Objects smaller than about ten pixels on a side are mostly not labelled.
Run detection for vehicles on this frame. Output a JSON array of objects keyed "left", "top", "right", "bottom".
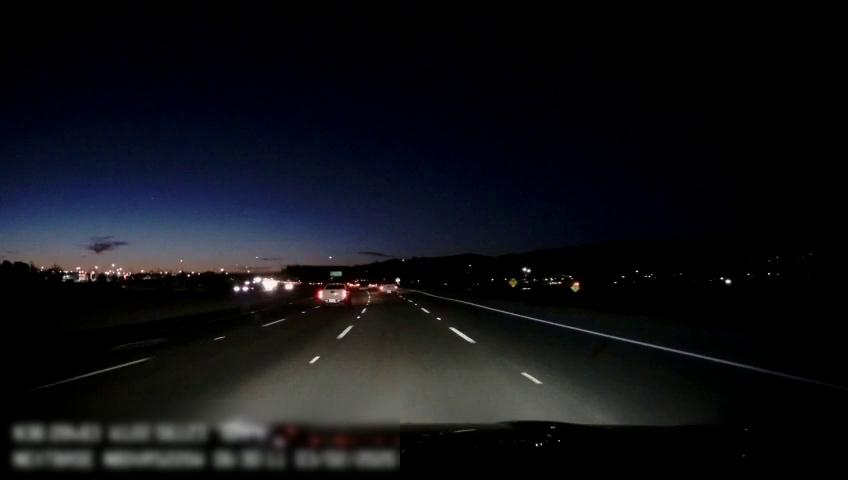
[
  {"left": 315, "top": 280, "right": 354, "bottom": 311},
  {"left": 378, "top": 282, "right": 397, "bottom": 296},
  {"left": 233, "top": 283, "right": 256, "bottom": 294}
]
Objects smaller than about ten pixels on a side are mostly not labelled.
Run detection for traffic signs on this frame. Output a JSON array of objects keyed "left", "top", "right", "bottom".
[
  {"left": 570, "top": 281, "right": 581, "bottom": 293},
  {"left": 508, "top": 278, "right": 518, "bottom": 289},
  {"left": 329, "top": 270, "right": 343, "bottom": 278}
]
